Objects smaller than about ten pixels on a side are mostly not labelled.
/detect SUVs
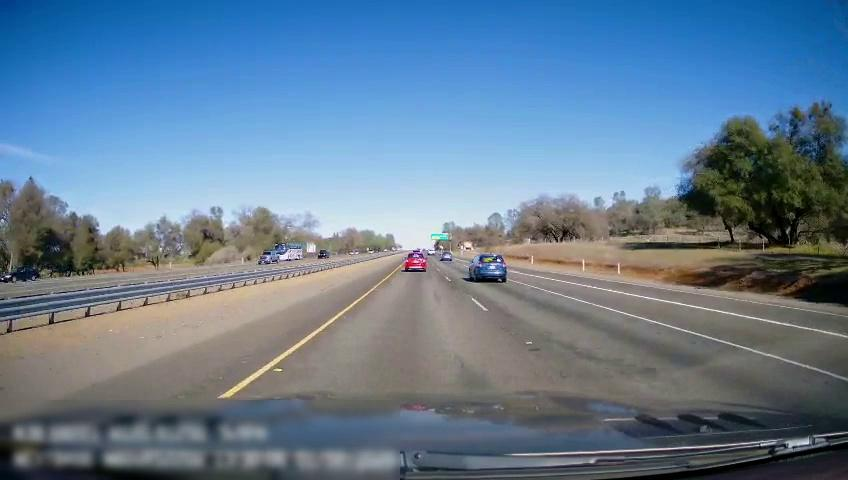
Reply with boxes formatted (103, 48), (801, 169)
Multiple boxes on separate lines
(317, 250), (331, 259)
(469, 255), (507, 283)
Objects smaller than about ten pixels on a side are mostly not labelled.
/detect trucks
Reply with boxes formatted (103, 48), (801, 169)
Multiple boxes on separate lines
(257, 251), (280, 265)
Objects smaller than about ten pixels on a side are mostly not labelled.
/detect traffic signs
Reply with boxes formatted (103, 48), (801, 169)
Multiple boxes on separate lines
(431, 233), (449, 241)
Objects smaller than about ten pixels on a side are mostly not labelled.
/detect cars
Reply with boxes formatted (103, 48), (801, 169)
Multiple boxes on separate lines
(440, 252), (452, 261)
(0, 264), (41, 284)
(405, 253), (428, 271)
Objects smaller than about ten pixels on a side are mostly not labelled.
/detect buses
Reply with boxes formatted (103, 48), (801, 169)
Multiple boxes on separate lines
(272, 242), (304, 262)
